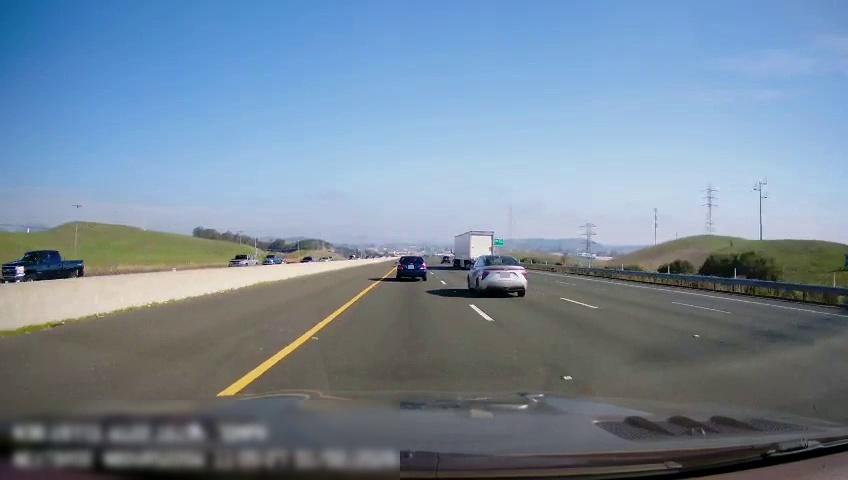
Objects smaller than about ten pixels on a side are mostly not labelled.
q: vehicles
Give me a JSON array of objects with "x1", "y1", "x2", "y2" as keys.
[
  {"x1": 396, "y1": 256, "x2": 427, "y2": 281},
  {"x1": 467, "y1": 255, "x2": 528, "y2": 297},
  {"x1": 440, "y1": 255, "x2": 451, "y2": 264},
  {"x1": 261, "y1": 254, "x2": 284, "y2": 266},
  {"x1": 227, "y1": 254, "x2": 260, "y2": 268},
  {"x1": 452, "y1": 231, "x2": 495, "y2": 270},
  {"x1": 0, "y1": 249, "x2": 87, "y2": 284}
]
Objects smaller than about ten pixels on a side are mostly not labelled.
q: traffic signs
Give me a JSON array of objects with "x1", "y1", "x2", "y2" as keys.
[{"x1": 494, "y1": 238, "x2": 506, "y2": 248}]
